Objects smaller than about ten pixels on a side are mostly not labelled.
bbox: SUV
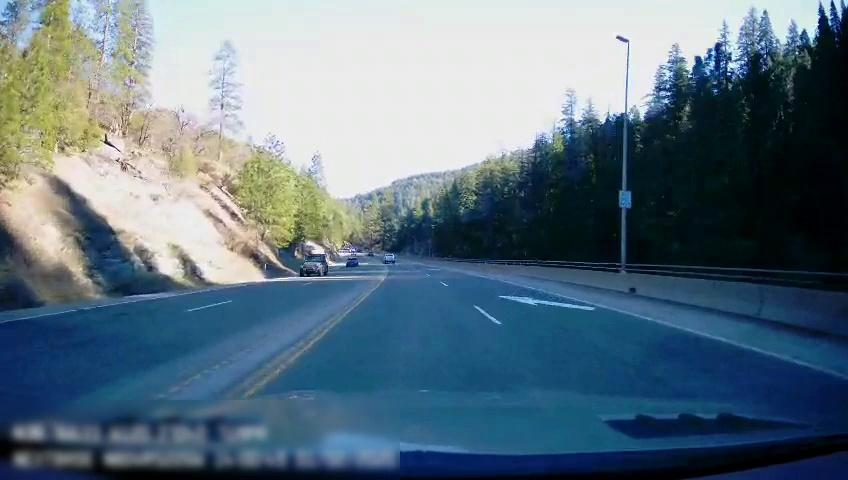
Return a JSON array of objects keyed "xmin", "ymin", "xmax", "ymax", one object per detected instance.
[{"xmin": 299, "ymin": 254, "xmax": 329, "ymax": 277}]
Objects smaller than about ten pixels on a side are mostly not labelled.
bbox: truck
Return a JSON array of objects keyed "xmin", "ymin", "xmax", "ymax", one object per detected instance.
[{"xmin": 382, "ymin": 251, "xmax": 396, "ymax": 264}]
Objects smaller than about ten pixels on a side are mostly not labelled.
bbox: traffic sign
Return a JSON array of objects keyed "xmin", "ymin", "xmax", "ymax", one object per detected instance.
[{"xmin": 618, "ymin": 190, "xmax": 632, "ymax": 209}]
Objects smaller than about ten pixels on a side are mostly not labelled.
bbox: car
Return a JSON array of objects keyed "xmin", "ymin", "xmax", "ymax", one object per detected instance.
[{"xmin": 346, "ymin": 257, "xmax": 360, "ymax": 268}]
